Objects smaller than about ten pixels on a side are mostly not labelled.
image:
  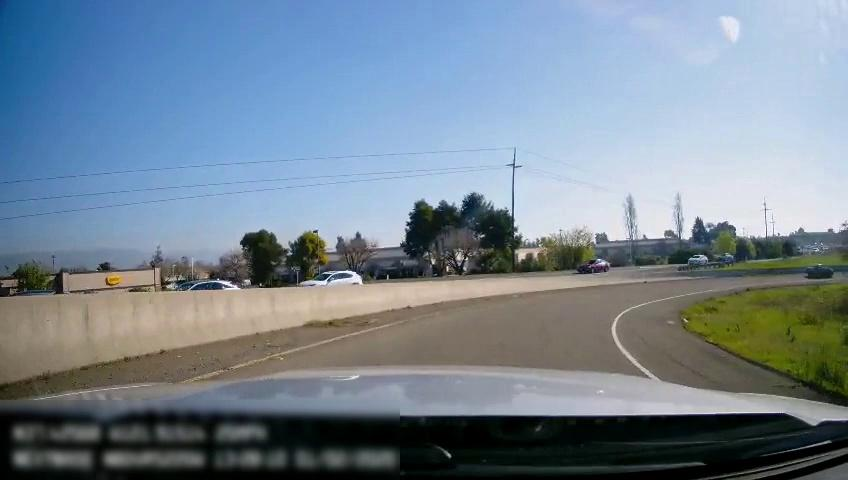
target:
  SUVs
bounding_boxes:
[299,271,362,287]
[687,254,709,265]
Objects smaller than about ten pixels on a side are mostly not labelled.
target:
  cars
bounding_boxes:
[806,264,833,280]
[186,280,241,290]
[576,258,610,274]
